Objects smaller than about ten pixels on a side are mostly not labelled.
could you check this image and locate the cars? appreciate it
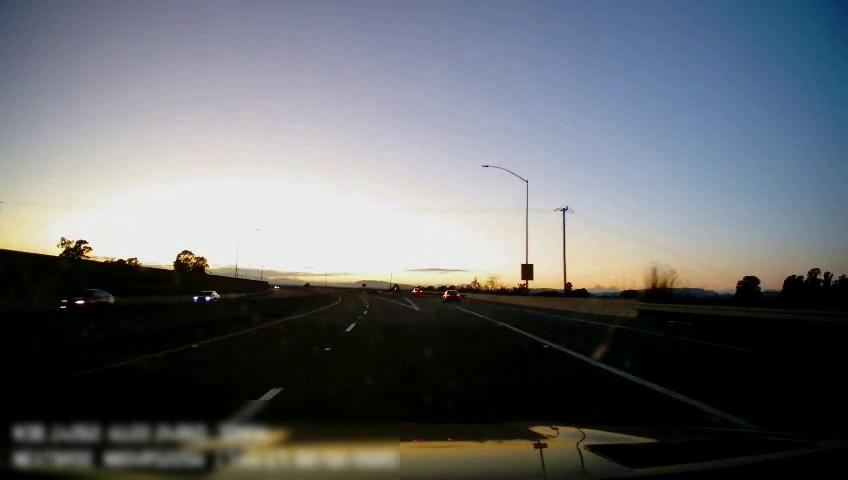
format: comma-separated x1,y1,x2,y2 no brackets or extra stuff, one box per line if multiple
192,290,221,304
59,288,115,307
411,287,423,296
442,289,460,301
